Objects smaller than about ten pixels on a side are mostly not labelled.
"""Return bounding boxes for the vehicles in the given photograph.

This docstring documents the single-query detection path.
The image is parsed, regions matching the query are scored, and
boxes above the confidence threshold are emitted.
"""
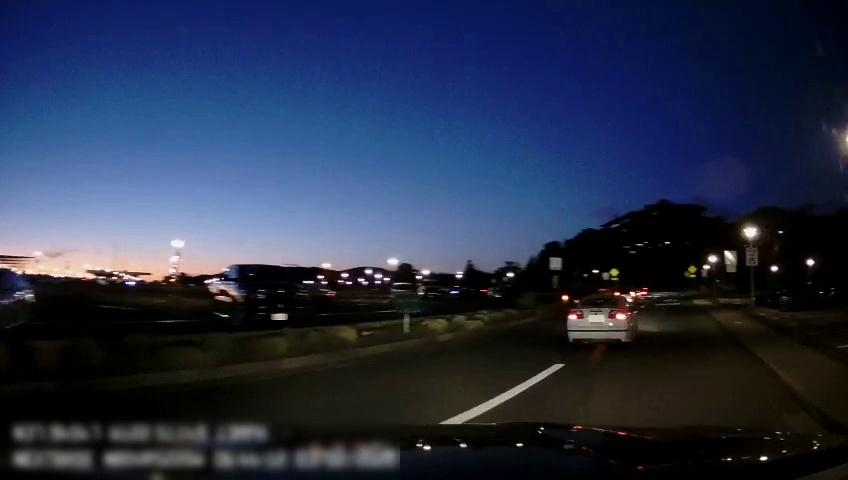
[566,293,640,351]
[560,283,600,313]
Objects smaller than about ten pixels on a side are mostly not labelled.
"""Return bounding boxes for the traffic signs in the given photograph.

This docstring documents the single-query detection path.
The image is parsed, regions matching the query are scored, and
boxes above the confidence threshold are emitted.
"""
[746,247,759,267]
